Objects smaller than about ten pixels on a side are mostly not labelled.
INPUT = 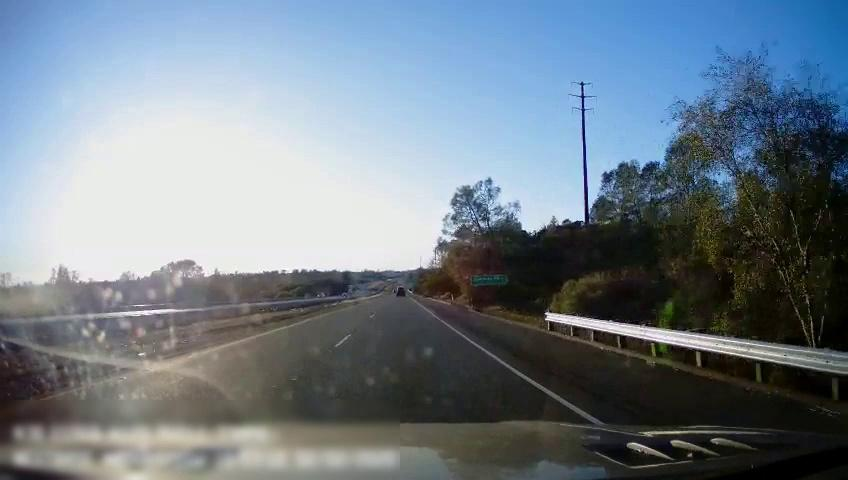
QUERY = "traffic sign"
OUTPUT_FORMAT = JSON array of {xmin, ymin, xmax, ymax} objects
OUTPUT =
[{"xmin": 472, "ymin": 275, "xmax": 508, "ymax": 287}]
